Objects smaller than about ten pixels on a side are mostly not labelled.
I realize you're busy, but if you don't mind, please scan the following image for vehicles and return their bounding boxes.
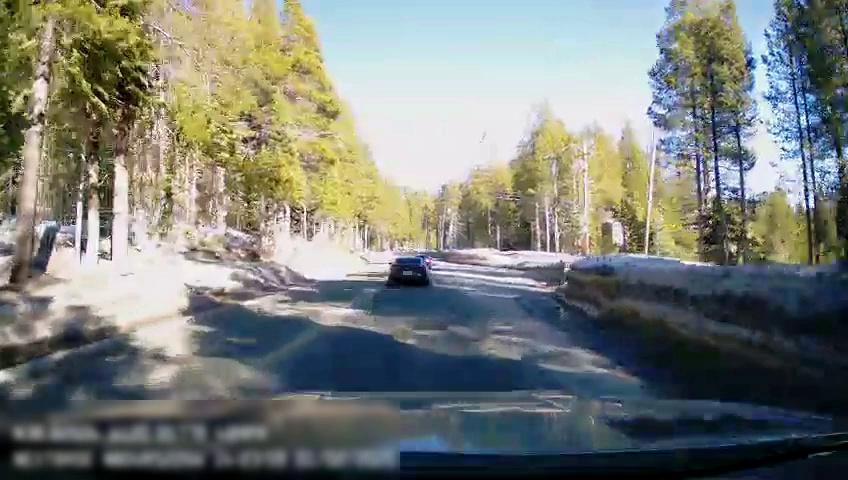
[415,253,434,270]
[387,256,428,287]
